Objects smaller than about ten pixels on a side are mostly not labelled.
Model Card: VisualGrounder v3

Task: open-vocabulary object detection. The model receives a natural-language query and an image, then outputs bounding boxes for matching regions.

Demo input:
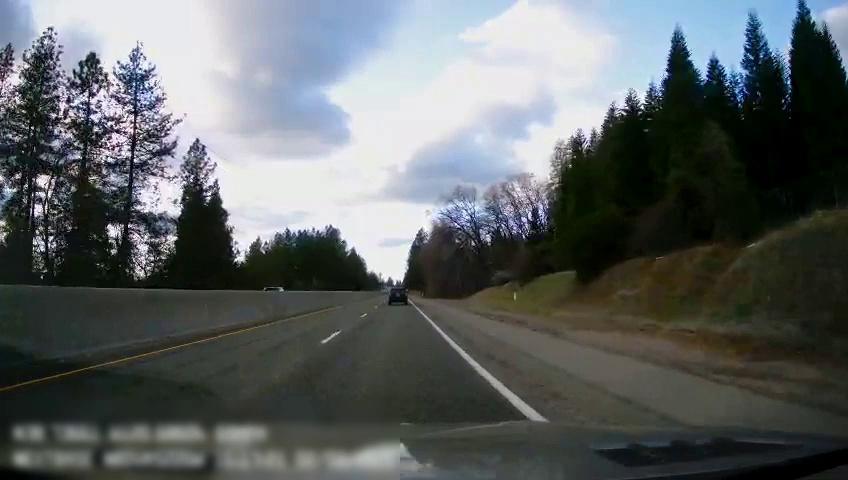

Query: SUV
[387,287,409,306]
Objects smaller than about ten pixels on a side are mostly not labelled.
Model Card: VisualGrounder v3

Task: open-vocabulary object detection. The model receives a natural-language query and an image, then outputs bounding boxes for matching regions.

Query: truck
[263,286,285,292]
